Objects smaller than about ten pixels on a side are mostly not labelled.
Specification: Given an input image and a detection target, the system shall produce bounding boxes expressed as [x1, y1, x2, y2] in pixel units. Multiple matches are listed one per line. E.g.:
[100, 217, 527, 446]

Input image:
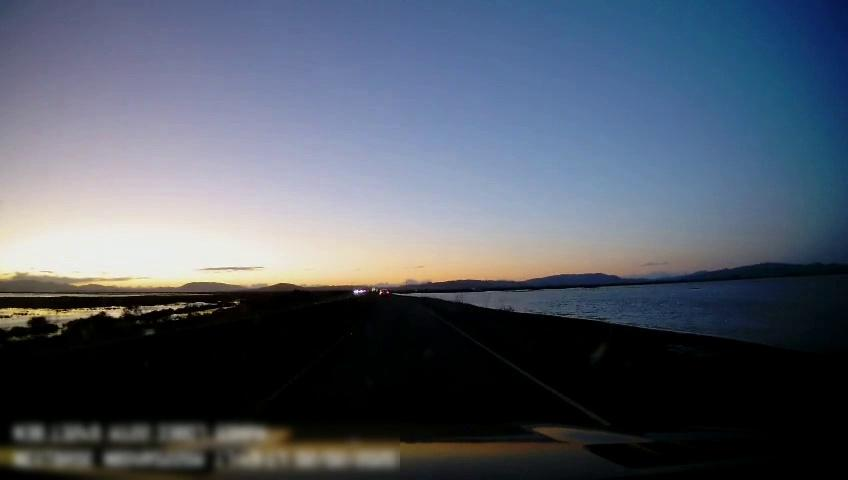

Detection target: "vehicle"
[378, 288, 390, 297]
